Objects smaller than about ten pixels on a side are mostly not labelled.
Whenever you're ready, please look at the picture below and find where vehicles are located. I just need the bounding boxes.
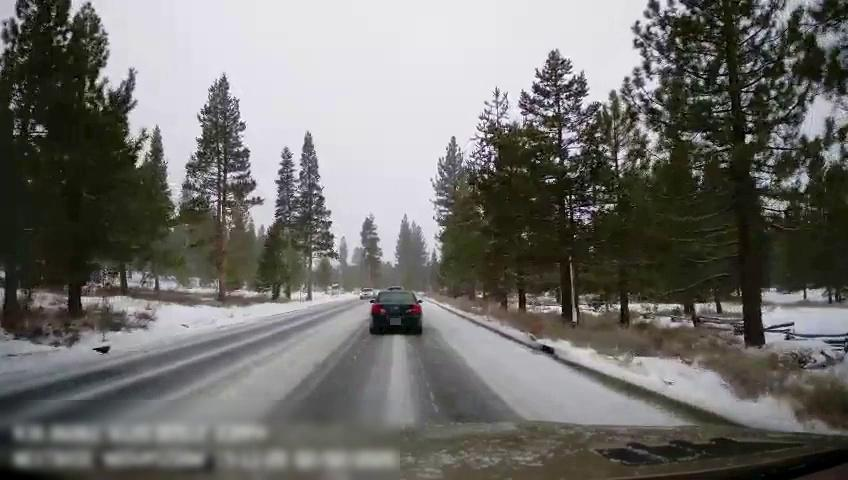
[368,290,423,334]
[387,286,403,291]
[360,288,376,299]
